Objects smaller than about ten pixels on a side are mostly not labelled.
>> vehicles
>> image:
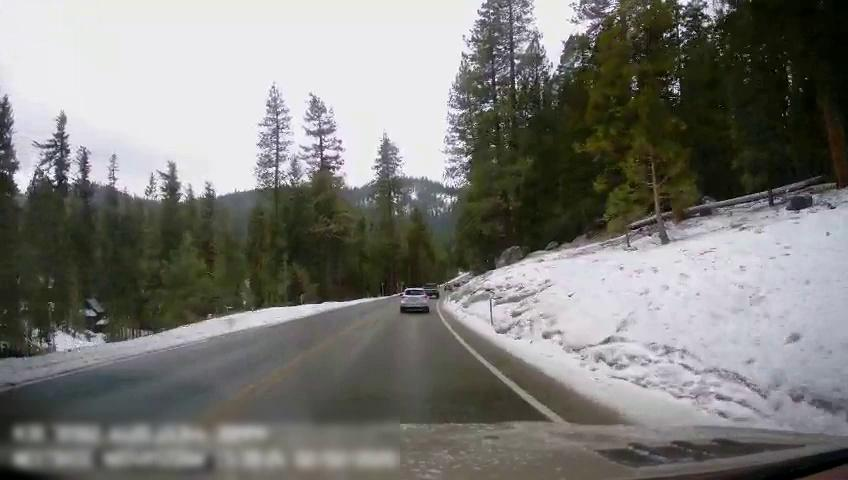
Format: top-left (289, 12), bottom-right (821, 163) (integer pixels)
top-left (399, 288), bottom-right (430, 313)
top-left (423, 283), bottom-right (440, 299)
